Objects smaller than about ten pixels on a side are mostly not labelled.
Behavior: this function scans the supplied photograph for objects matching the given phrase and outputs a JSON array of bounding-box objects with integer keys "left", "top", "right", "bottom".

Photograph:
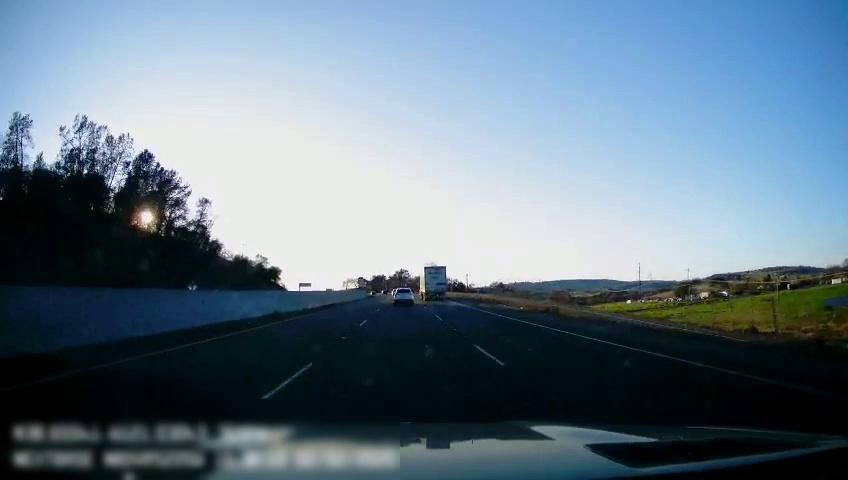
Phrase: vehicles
[
  {"left": 419, "top": 265, "right": 447, "bottom": 301},
  {"left": 394, "top": 287, "right": 414, "bottom": 305}
]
